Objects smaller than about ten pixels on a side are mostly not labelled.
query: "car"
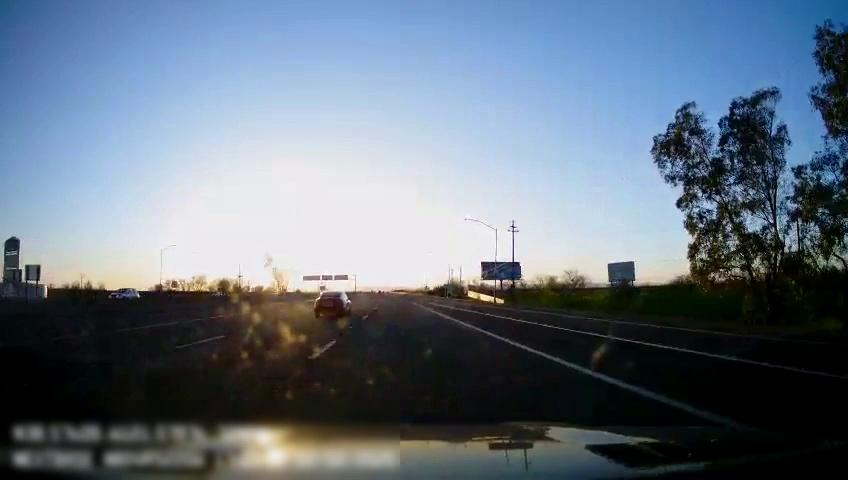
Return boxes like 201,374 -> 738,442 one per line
314,291 -> 354,317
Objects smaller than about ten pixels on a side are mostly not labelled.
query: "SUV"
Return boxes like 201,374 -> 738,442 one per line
108,287 -> 140,300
